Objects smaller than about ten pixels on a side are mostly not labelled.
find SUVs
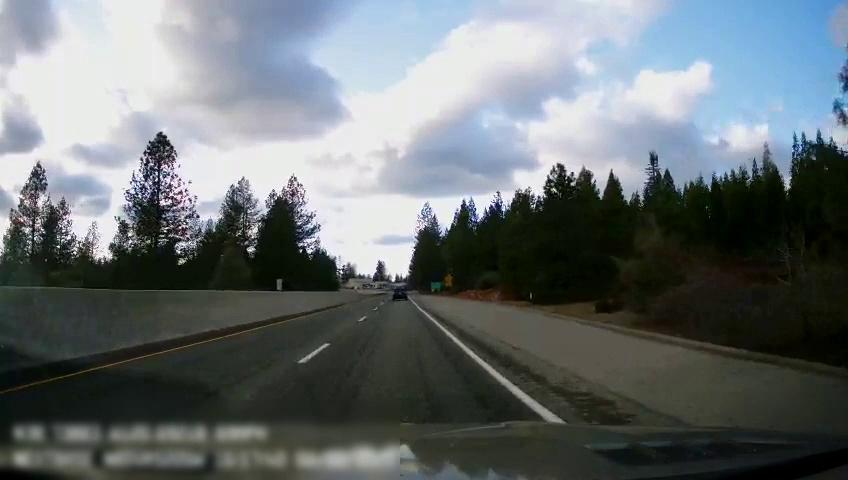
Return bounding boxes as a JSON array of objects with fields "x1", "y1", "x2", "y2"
[{"x1": 391, "y1": 286, "x2": 408, "y2": 301}]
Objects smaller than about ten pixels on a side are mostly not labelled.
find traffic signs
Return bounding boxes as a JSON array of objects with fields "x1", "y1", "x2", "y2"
[
  {"x1": 432, "y1": 280, "x2": 441, "y2": 291},
  {"x1": 446, "y1": 276, "x2": 454, "y2": 288}
]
